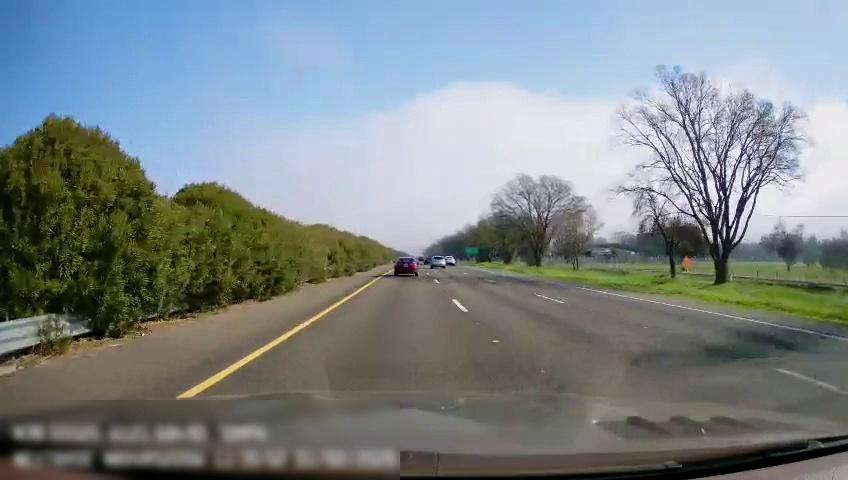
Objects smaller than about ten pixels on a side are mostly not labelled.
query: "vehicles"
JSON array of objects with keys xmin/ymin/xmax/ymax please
[
  {"xmin": 445, "ymin": 256, "xmax": 456, "ymax": 266},
  {"xmin": 430, "ymin": 256, "xmax": 446, "ymax": 269},
  {"xmin": 423, "ymin": 258, "xmax": 431, "ymax": 265},
  {"xmin": 393, "ymin": 257, "xmax": 418, "ymax": 278}
]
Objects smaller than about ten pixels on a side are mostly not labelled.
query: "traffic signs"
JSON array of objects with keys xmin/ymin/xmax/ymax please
[{"xmin": 463, "ymin": 247, "xmax": 479, "ymax": 256}]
